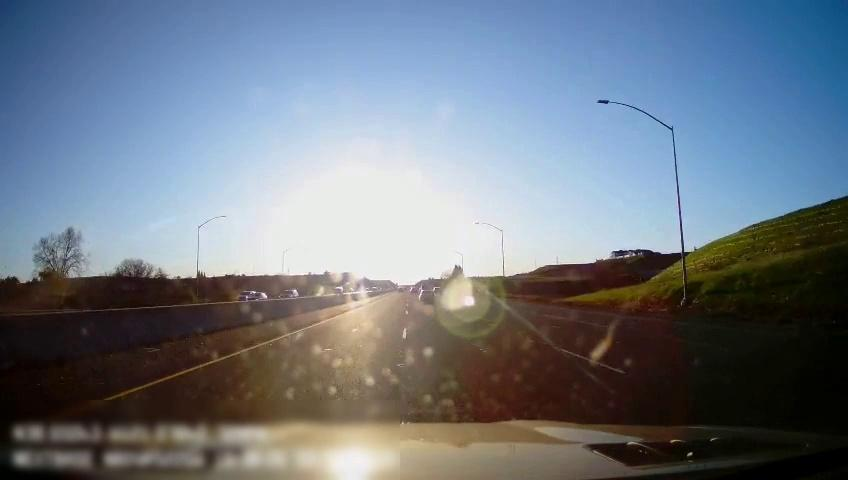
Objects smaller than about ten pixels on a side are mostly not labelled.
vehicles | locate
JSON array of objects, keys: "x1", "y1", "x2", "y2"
[
  {"x1": 419, "y1": 289, "x2": 435, "y2": 302},
  {"x1": 278, "y1": 289, "x2": 299, "y2": 299},
  {"x1": 236, "y1": 290, "x2": 256, "y2": 301},
  {"x1": 244, "y1": 292, "x2": 268, "y2": 301}
]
